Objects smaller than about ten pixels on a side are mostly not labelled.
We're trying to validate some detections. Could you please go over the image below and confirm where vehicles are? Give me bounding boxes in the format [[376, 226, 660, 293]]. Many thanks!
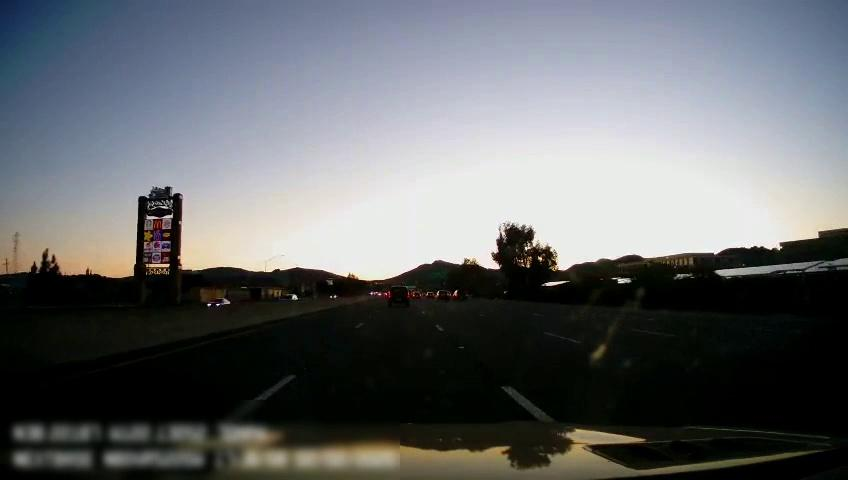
[[435, 289, 451, 301], [190, 287, 228, 303], [453, 289, 466, 300], [425, 291, 435, 299], [206, 297, 231, 308], [410, 291, 421, 300], [279, 293, 299, 302], [386, 285, 411, 309]]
